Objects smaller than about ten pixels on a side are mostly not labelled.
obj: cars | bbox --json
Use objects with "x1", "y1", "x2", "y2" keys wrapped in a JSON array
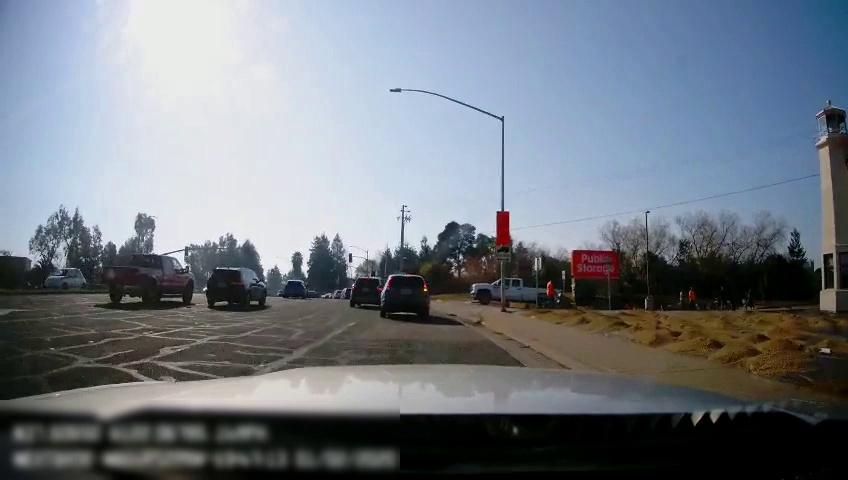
[{"x1": 44, "y1": 267, "x2": 88, "y2": 290}]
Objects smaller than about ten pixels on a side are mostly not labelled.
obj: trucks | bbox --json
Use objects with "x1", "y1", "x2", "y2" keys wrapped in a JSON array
[
  {"x1": 88, "y1": 253, "x2": 195, "y2": 308},
  {"x1": 470, "y1": 277, "x2": 563, "y2": 309}
]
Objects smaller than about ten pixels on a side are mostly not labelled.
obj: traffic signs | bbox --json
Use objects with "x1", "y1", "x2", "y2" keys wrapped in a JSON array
[{"x1": 497, "y1": 247, "x2": 513, "y2": 261}]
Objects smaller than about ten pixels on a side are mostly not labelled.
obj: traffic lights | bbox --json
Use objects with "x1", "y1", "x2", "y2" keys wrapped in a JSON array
[{"x1": 182, "y1": 246, "x2": 190, "y2": 259}]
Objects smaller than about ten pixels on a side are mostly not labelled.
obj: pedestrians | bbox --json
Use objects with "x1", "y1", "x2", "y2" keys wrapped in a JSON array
[
  {"x1": 688, "y1": 286, "x2": 697, "y2": 311},
  {"x1": 545, "y1": 276, "x2": 555, "y2": 309}
]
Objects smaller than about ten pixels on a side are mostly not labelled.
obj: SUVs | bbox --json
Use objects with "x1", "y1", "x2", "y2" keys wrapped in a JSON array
[
  {"x1": 206, "y1": 267, "x2": 268, "y2": 312},
  {"x1": 349, "y1": 277, "x2": 387, "y2": 309},
  {"x1": 282, "y1": 279, "x2": 308, "y2": 299},
  {"x1": 380, "y1": 274, "x2": 432, "y2": 320}
]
